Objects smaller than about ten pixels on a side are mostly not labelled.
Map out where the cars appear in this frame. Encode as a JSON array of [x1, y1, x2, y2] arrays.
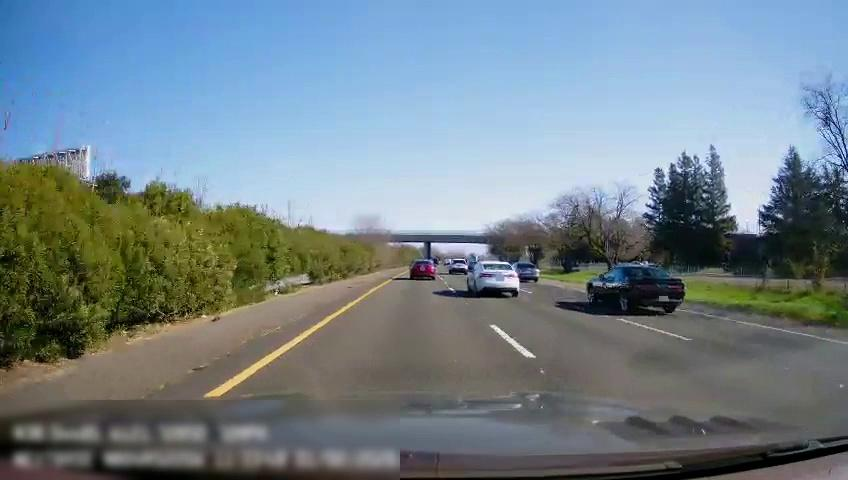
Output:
[[465, 259, 522, 299], [409, 258, 437, 280], [449, 260, 469, 275], [584, 263, 686, 315], [513, 261, 540, 282]]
